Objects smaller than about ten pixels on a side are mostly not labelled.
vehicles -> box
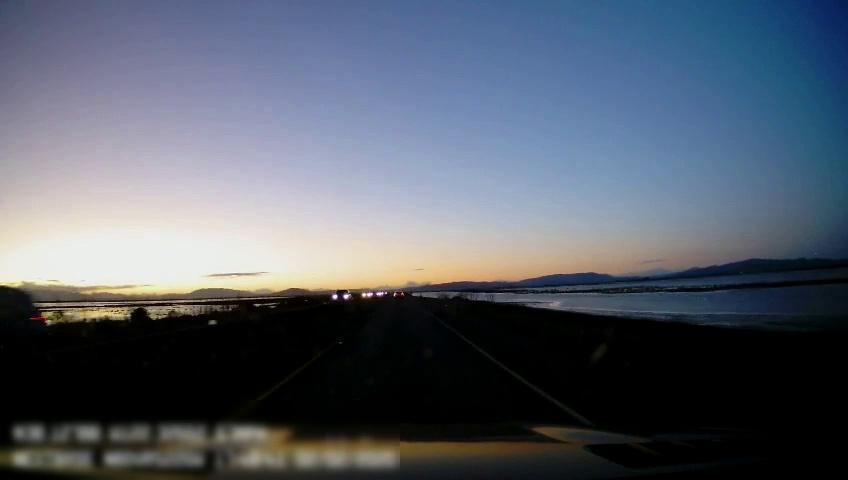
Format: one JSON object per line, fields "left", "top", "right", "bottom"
{"left": 361, "top": 290, "right": 375, "bottom": 299}
{"left": 331, "top": 289, "right": 353, "bottom": 303}
{"left": 0, "top": 285, "right": 50, "bottom": 356}
{"left": 393, "top": 290, "right": 405, "bottom": 299}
